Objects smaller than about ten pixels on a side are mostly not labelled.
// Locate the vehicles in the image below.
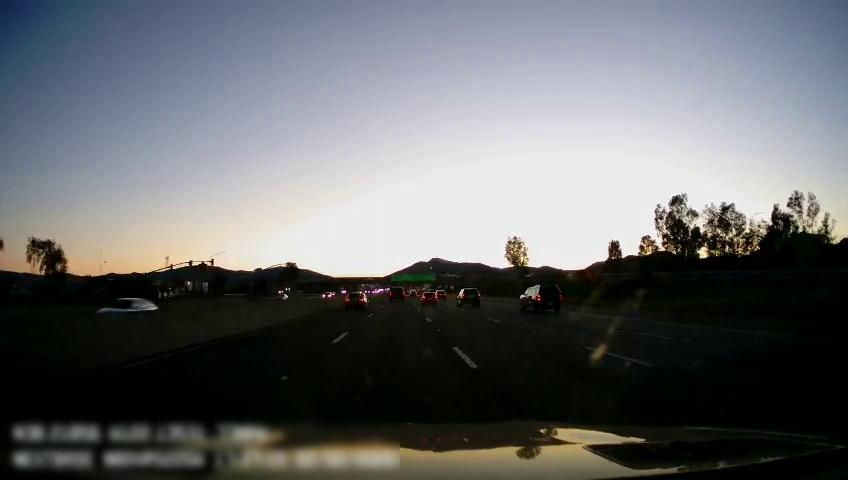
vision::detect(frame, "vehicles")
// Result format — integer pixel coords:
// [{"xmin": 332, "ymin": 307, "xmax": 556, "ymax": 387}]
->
[
  {"xmin": 435, "ymin": 289, "xmax": 447, "ymax": 300},
  {"xmin": 519, "ymin": 283, "xmax": 563, "ymax": 313},
  {"xmin": 388, "ymin": 286, "xmax": 405, "ymax": 302},
  {"xmin": 276, "ymin": 293, "xmax": 289, "ymax": 301},
  {"xmin": 321, "ymin": 291, "xmax": 335, "ymax": 300},
  {"xmin": 344, "ymin": 291, "xmax": 369, "ymax": 311},
  {"xmin": 456, "ymin": 287, "xmax": 482, "ymax": 308},
  {"xmin": 421, "ymin": 291, "xmax": 438, "ymax": 306},
  {"xmin": 97, "ymin": 297, "xmax": 159, "ymax": 313}
]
